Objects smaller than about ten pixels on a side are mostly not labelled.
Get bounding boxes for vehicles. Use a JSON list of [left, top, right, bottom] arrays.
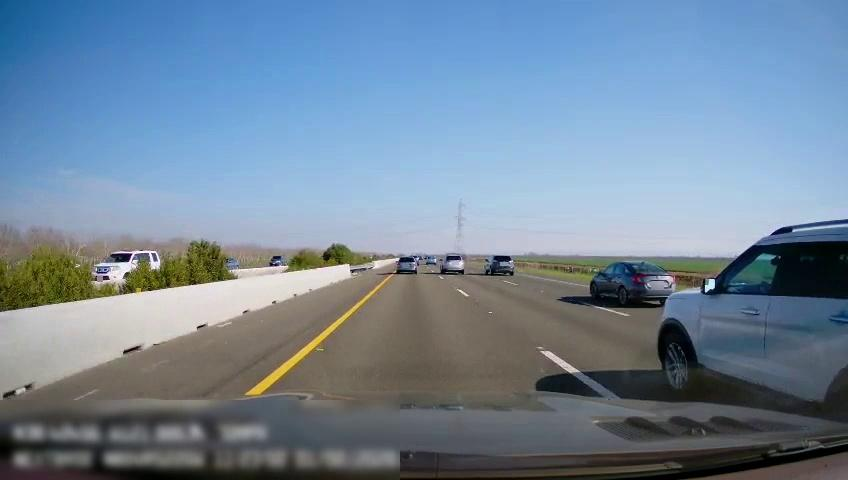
[[657, 224, 848, 424], [440, 255, 466, 276], [484, 254, 517, 277], [588, 261, 676, 308], [226, 257, 241, 271], [92, 251, 160, 281], [268, 255, 289, 267], [396, 257, 418, 276]]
